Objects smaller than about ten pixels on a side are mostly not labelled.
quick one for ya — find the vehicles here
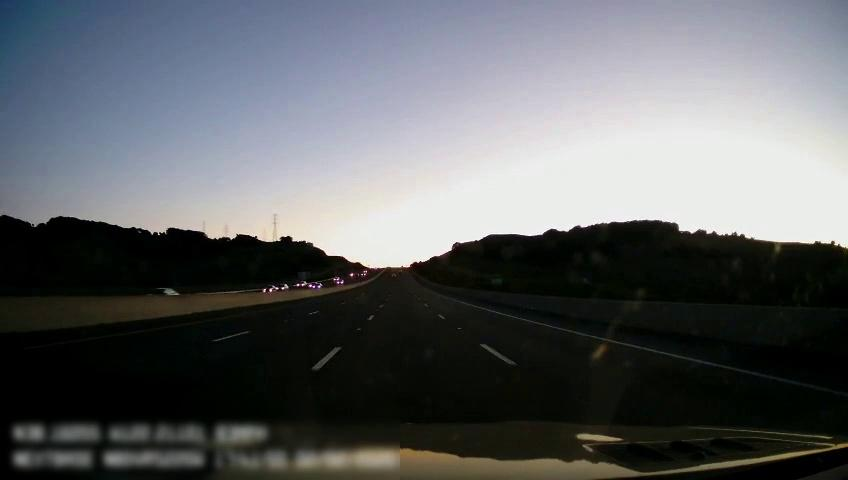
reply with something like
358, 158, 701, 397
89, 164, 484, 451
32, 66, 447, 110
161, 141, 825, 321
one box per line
262, 285, 276, 293
275, 283, 289, 291
147, 286, 179, 296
